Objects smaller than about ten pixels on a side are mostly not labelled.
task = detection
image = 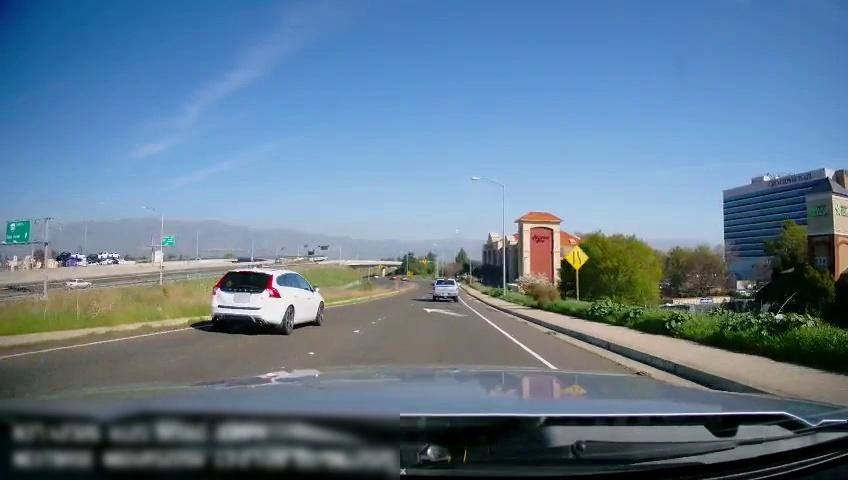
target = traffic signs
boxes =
[565,245,589,271]
[161,235,176,247]
[4,221,32,244]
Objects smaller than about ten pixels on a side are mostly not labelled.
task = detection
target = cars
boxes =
[65,278,92,290]
[210,268,326,336]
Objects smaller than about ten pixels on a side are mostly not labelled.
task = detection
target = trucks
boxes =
[430,278,461,303]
